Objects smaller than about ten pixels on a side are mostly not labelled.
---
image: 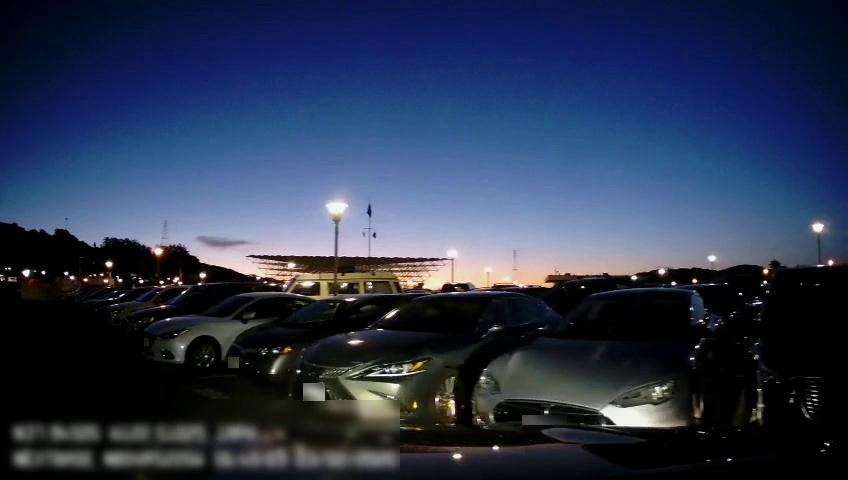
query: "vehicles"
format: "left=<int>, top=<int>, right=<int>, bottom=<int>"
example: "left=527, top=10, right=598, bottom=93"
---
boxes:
left=472, top=285, right=728, bottom=428
left=286, top=289, right=562, bottom=426
left=745, top=261, right=848, bottom=443
left=104, top=284, right=194, bottom=331
left=89, top=287, right=154, bottom=319
left=284, top=271, right=405, bottom=300
left=123, top=281, right=270, bottom=336
left=438, top=281, right=475, bottom=293
left=140, top=290, right=318, bottom=378
left=226, top=293, right=429, bottom=382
